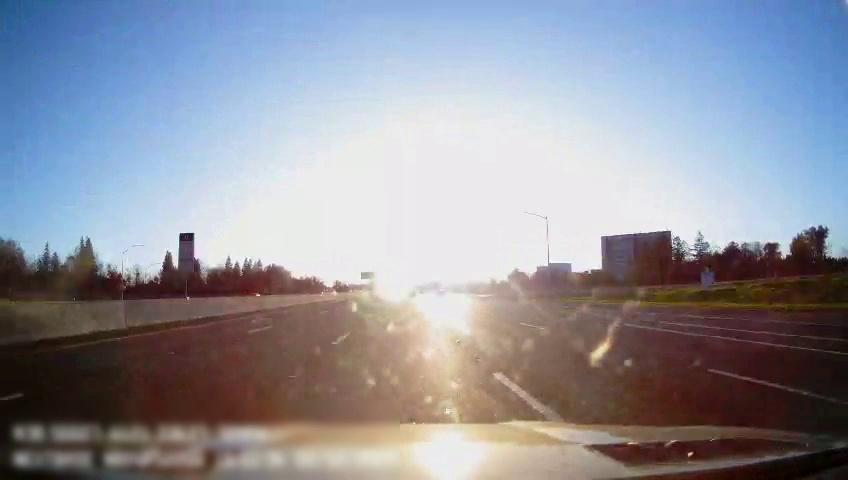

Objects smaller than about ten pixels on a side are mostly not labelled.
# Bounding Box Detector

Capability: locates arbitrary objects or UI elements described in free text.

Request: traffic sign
[360,271,375,280]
